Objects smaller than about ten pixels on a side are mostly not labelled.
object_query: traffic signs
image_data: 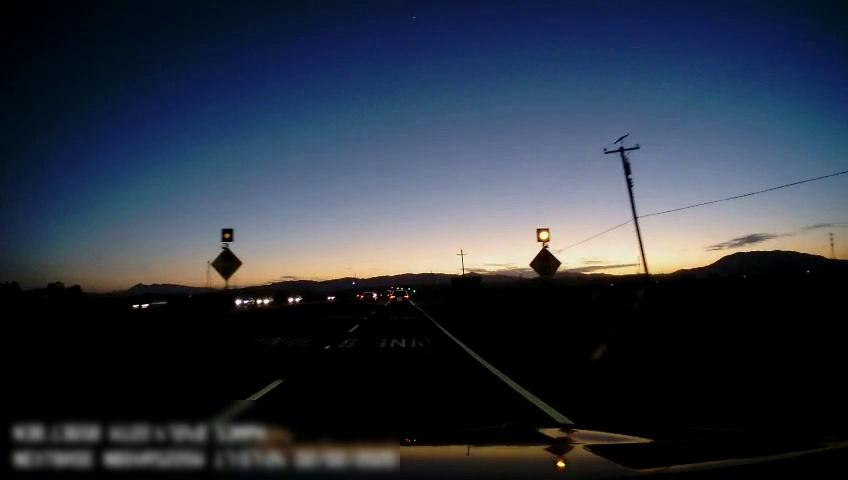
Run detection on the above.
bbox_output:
[529,247,561,282]
[211,248,243,281]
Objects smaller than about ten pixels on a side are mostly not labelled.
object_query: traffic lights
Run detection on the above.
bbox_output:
[536,228,550,243]
[222,228,233,243]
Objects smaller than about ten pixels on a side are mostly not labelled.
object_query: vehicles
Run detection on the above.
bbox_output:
[360,291,377,305]
[389,289,410,307]
[234,296,255,309]
[326,294,336,302]
[131,296,168,312]
[255,295,274,307]
[287,294,303,304]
